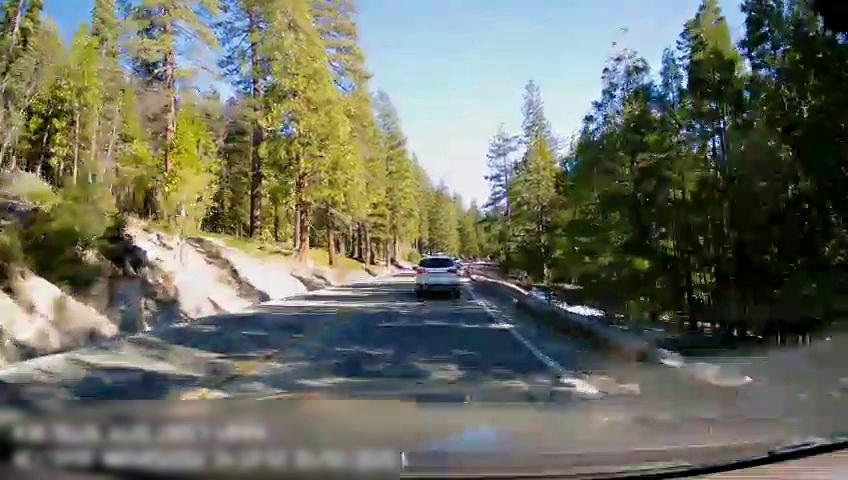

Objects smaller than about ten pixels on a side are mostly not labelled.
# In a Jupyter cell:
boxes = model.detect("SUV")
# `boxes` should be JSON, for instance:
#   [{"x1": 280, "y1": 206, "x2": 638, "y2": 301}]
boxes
[{"x1": 412, "y1": 256, "x2": 463, "y2": 297}]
